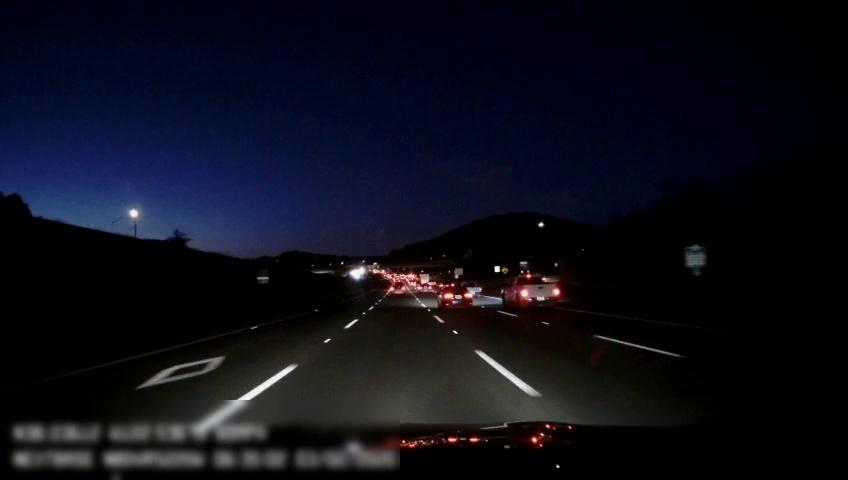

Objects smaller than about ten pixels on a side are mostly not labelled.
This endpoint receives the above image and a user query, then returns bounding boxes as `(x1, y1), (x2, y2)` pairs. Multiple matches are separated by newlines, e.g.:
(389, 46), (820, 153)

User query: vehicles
(389, 281), (406, 296)
(438, 286), (473, 311)
(501, 274), (559, 310)
(467, 281), (483, 297)
(417, 282), (432, 293)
